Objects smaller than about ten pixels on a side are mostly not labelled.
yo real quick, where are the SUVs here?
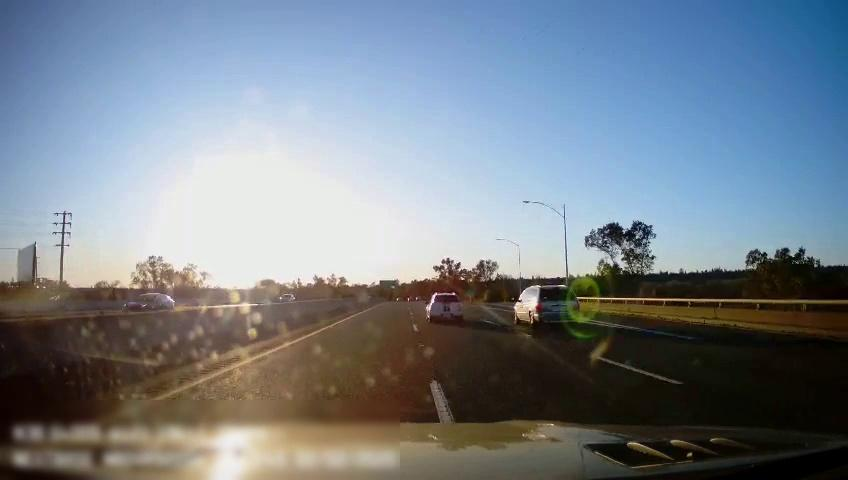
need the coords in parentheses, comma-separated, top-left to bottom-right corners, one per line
(425, 293, 465, 325)
(279, 293, 296, 304)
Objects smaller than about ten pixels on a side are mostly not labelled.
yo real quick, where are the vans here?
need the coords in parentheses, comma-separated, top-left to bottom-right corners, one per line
(511, 284, 581, 336)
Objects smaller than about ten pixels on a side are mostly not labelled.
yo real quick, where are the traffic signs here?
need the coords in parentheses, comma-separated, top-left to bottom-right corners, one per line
(378, 278, 396, 288)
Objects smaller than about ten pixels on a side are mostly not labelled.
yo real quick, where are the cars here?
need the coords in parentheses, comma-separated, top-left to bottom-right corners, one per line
(122, 292, 175, 313)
